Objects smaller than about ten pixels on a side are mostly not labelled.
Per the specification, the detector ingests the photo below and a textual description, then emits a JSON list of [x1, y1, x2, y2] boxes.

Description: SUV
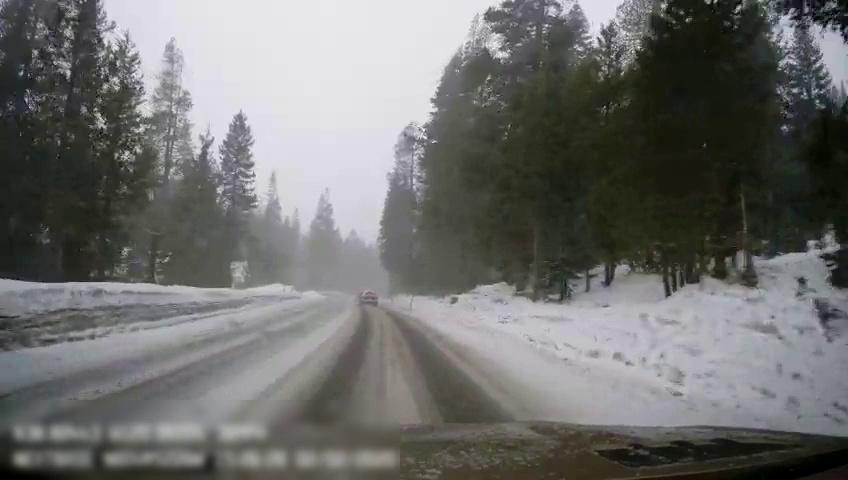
[[359, 290, 379, 307]]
